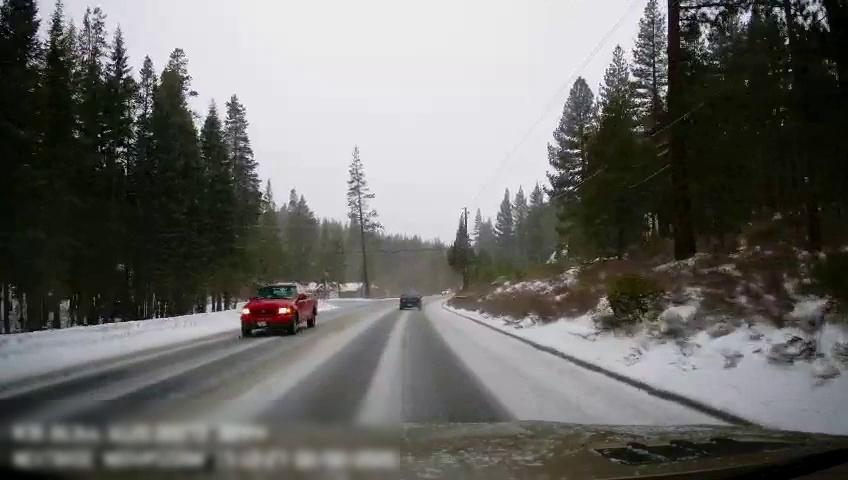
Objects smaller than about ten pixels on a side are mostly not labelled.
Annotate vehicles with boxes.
[240,282,319,338]
[441,287,453,297]
[399,290,423,311]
